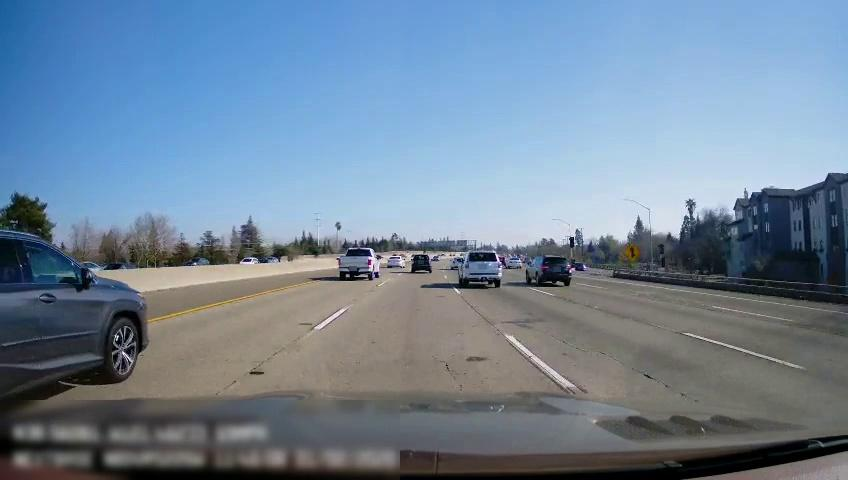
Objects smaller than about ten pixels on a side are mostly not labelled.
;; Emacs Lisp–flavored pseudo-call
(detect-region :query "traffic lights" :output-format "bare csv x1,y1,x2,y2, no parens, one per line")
569,236,574,249
660,256,665,268
659,243,665,255
570,258,576,269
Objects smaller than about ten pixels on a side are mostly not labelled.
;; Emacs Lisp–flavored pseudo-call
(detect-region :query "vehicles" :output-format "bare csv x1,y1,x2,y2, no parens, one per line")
505,257,523,270
103,262,138,270
181,256,211,267
239,256,260,265
78,260,105,272
0,228,151,401
387,255,406,269
410,254,432,274
457,249,504,288
335,247,381,281
525,255,573,287
449,256,465,271
259,255,280,264
575,261,587,272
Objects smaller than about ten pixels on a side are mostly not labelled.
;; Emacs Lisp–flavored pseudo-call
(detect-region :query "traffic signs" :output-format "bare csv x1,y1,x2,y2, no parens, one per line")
438,240,455,247
623,242,641,262
456,239,467,247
